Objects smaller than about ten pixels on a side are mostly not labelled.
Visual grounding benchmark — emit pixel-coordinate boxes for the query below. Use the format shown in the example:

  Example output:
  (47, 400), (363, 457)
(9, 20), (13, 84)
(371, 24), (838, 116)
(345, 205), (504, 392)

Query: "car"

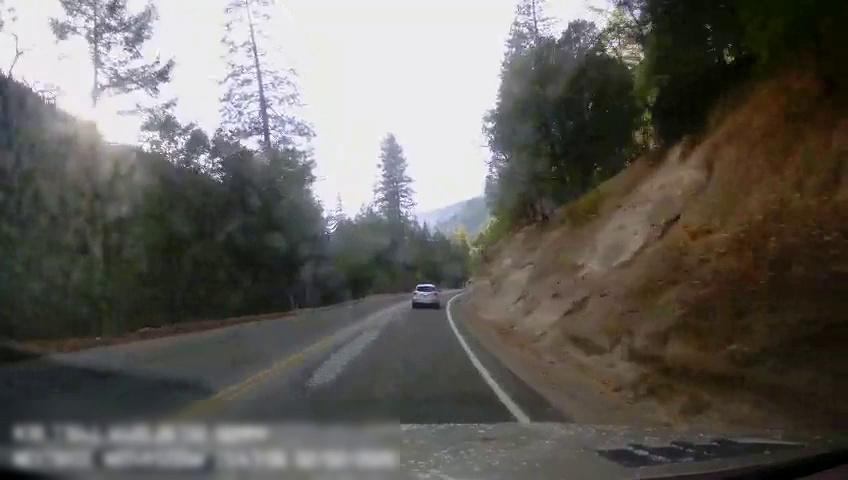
(412, 283), (442, 309)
